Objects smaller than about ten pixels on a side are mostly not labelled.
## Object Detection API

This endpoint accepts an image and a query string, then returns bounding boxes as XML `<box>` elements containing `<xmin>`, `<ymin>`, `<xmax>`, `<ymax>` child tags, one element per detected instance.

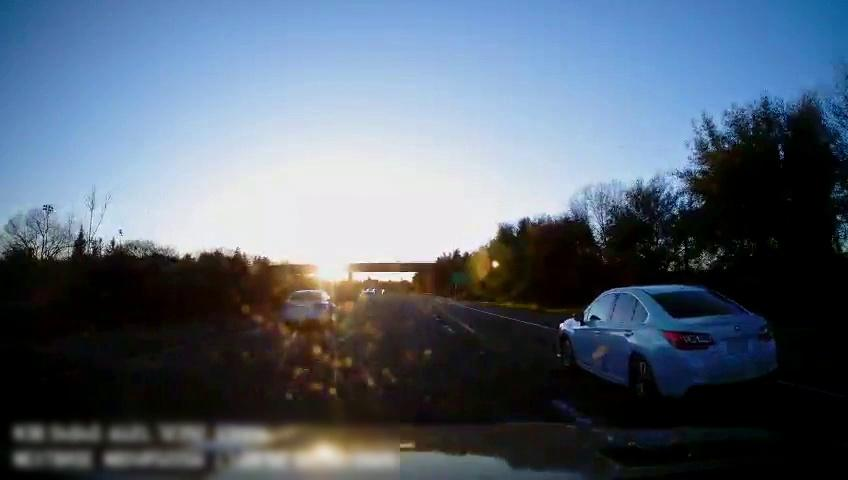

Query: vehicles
<box><xmin>359</xmin><ymin>290</ymin><xmax>376</xmax><ymax>305</ymax></box>
<box><xmin>554</xmin><ymin>285</ymin><xmax>779</xmax><ymax>409</ymax></box>
<box><xmin>282</xmin><ymin>290</ymin><xmax>338</xmax><ymax>334</ymax></box>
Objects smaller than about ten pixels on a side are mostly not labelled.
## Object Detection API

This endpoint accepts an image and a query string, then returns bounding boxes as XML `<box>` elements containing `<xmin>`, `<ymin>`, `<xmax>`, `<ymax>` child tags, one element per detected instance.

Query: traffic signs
<box><xmin>452</xmin><ymin>274</ymin><xmax>473</xmax><ymax>286</ymax></box>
